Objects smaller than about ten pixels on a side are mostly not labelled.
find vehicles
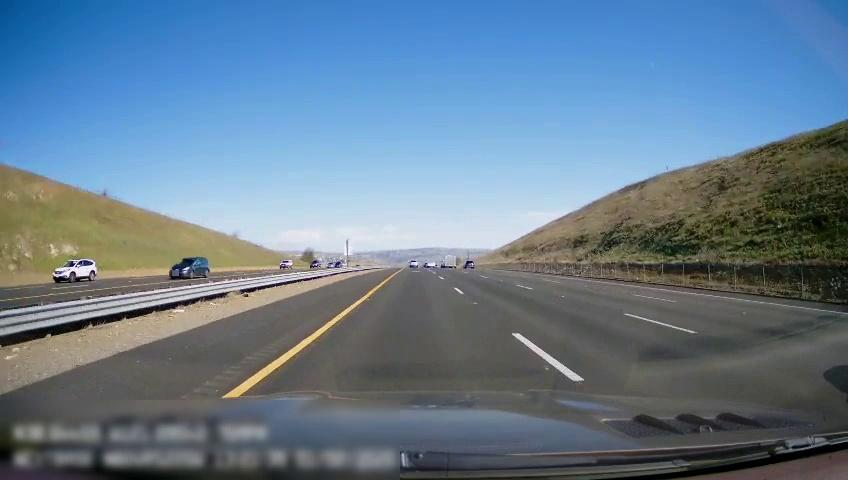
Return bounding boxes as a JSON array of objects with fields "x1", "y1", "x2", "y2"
[
  {"x1": 52, "y1": 259, "x2": 97, "y2": 284},
  {"x1": 444, "y1": 255, "x2": 456, "y2": 268},
  {"x1": 310, "y1": 260, "x2": 320, "y2": 268},
  {"x1": 463, "y1": 260, "x2": 475, "y2": 269},
  {"x1": 168, "y1": 257, "x2": 210, "y2": 279},
  {"x1": 279, "y1": 260, "x2": 293, "y2": 269}
]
